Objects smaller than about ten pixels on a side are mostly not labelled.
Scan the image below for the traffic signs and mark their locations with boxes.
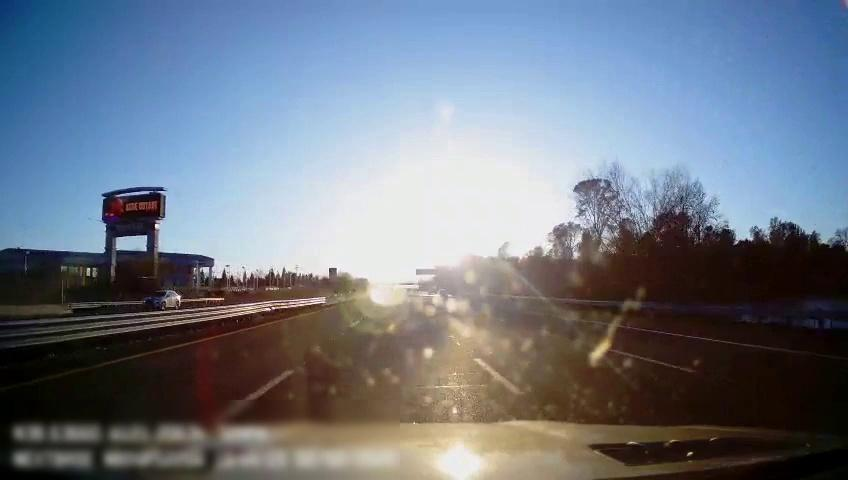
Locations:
[416,269,436,275]
[328,268,337,285]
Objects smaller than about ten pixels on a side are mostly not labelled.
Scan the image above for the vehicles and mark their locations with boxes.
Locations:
[437,289,448,298]
[142,290,181,312]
